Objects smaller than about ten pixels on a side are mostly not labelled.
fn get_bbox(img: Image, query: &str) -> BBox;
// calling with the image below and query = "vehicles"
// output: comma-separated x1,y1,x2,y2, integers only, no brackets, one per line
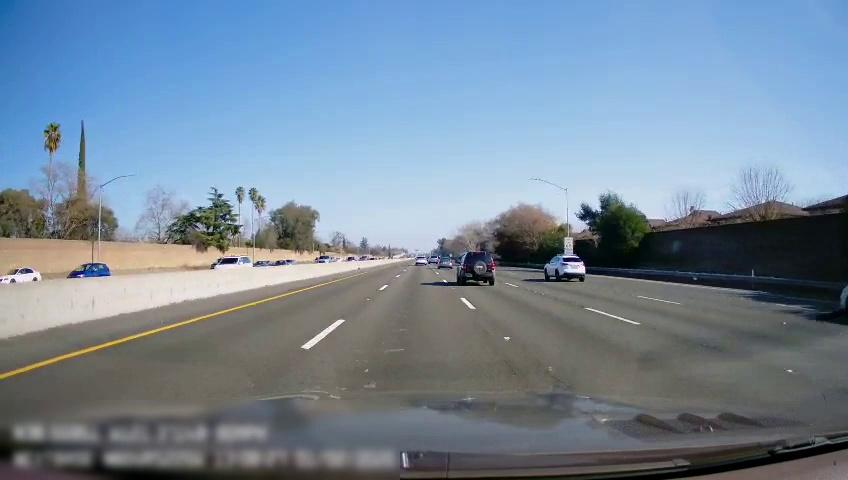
456,251,496,287
214,256,253,271
66,263,112,279
543,256,587,283
272,259,294,266
315,255,336,264
437,256,453,270
0,267,41,284
414,255,427,266
252,260,271,267
839,283,848,319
